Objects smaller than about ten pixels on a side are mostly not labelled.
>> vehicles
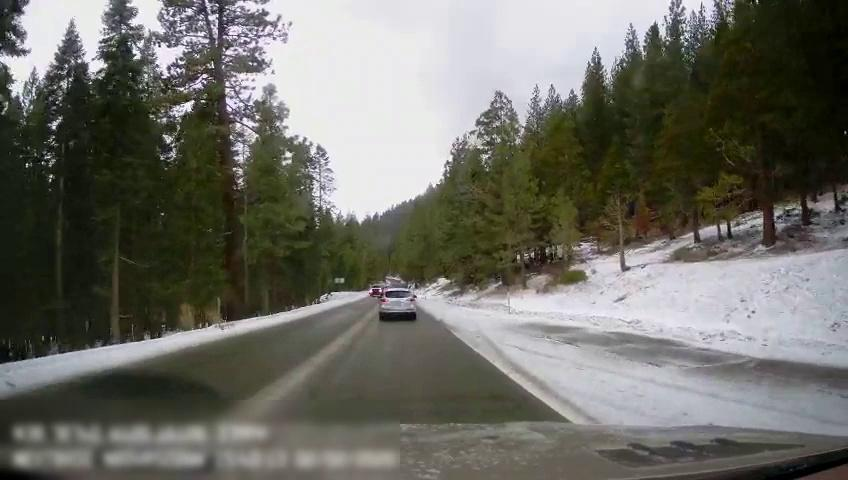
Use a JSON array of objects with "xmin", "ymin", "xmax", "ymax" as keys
[
  {"xmin": 369, "ymin": 284, "xmax": 385, "ymax": 296},
  {"xmin": 389, "ymin": 284, "xmax": 409, "ymax": 289},
  {"xmin": 379, "ymin": 288, "xmax": 418, "ymax": 321}
]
